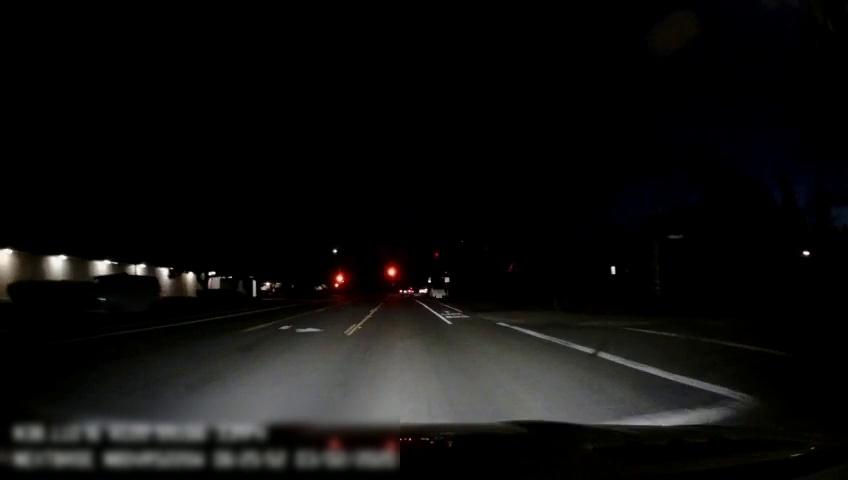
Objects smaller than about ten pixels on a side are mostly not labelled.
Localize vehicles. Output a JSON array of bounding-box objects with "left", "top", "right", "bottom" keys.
[
  {"left": 429, "top": 288, "right": 447, "bottom": 300},
  {"left": 86, "top": 273, "right": 162, "bottom": 319}
]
